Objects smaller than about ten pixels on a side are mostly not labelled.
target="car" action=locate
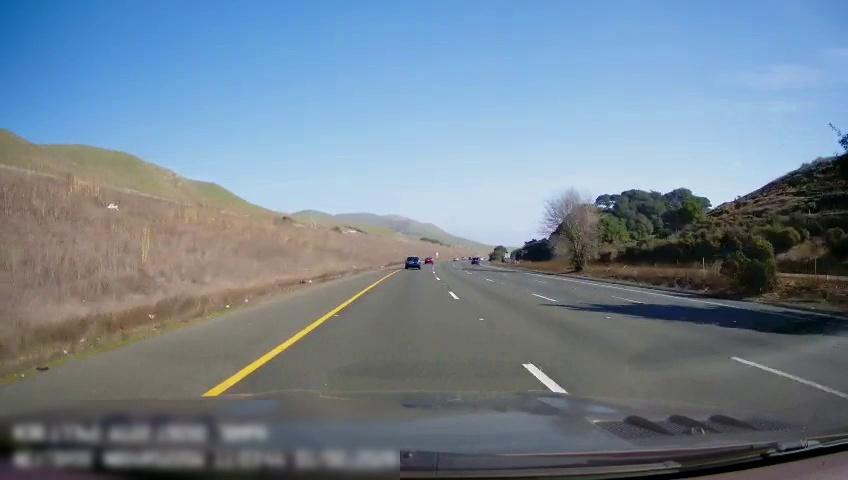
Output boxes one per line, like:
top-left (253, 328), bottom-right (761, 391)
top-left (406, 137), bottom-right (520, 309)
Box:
top-left (404, 256), bottom-right (421, 269)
